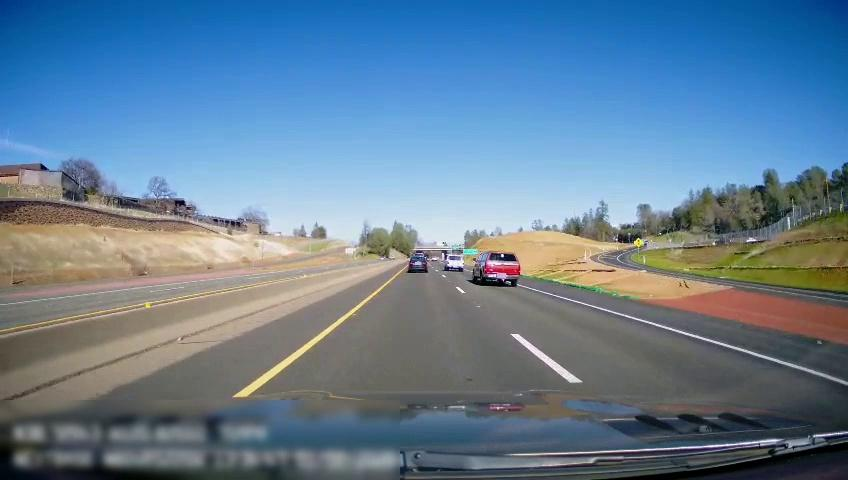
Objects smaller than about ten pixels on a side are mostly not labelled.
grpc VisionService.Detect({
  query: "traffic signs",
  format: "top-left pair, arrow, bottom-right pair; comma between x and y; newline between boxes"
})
635,238 -> 644,250
463,248 -> 478,256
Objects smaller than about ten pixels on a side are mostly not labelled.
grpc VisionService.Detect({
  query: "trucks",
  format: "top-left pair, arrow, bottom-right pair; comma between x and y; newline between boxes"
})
443,254 -> 465,272
471,250 -> 522,289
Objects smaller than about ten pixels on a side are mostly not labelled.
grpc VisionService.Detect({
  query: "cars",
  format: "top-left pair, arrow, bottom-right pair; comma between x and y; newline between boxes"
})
407,257 -> 429,275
